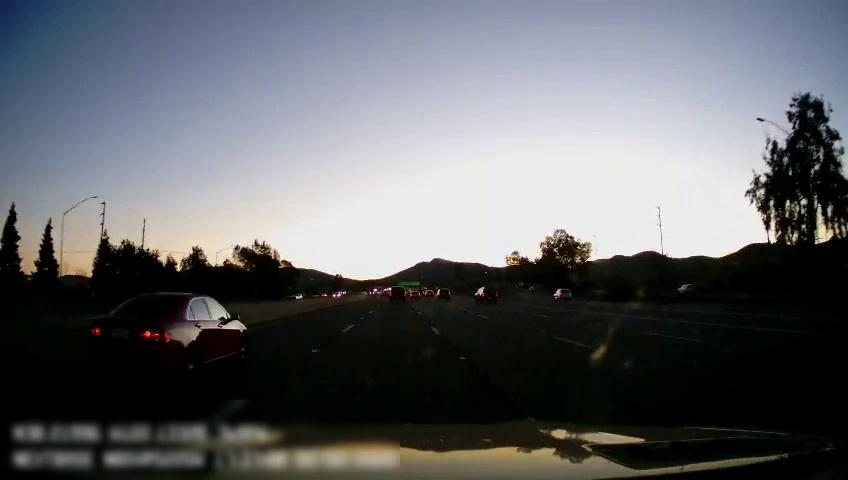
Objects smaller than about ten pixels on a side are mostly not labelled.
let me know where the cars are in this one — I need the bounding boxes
[91,291,250,385]
[387,285,408,305]
[677,283,696,294]
[409,290,422,300]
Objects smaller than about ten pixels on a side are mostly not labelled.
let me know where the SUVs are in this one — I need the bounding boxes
[424,289,435,299]
[553,287,572,300]
[475,285,499,303]
[435,287,452,301]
